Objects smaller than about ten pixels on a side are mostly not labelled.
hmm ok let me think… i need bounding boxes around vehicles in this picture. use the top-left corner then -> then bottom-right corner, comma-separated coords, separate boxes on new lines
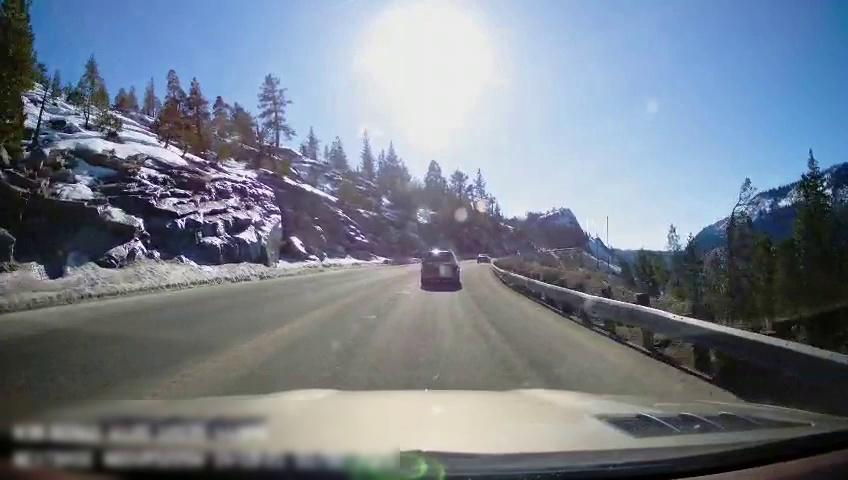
477,253 -> 490,264
419,248 -> 463,292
